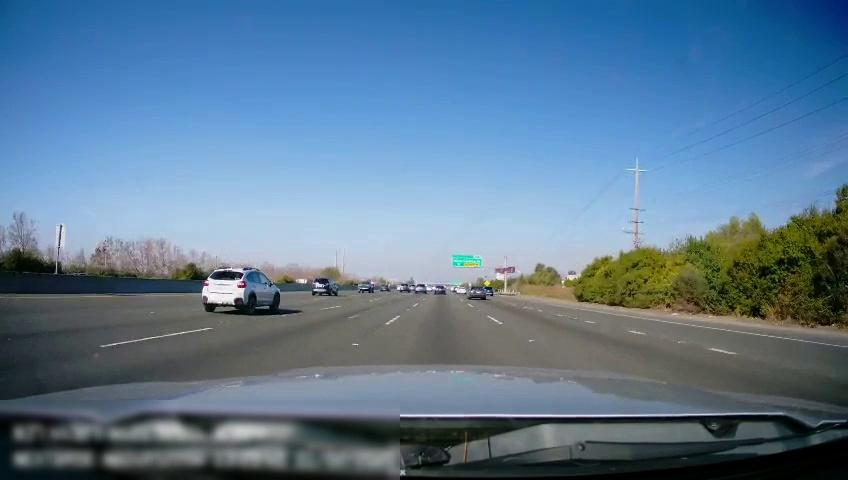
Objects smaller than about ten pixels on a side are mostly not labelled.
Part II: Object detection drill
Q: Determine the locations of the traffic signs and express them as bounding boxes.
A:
[451,253,483,268]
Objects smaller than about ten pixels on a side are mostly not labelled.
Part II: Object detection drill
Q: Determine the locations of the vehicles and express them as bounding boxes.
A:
[311,277,338,296]
[465,284,487,301]
[399,283,411,293]
[379,283,391,292]
[456,286,467,295]
[414,283,428,294]
[201,265,282,316]
[434,285,446,295]
[358,281,375,294]
[481,286,494,297]
[70,272,91,277]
